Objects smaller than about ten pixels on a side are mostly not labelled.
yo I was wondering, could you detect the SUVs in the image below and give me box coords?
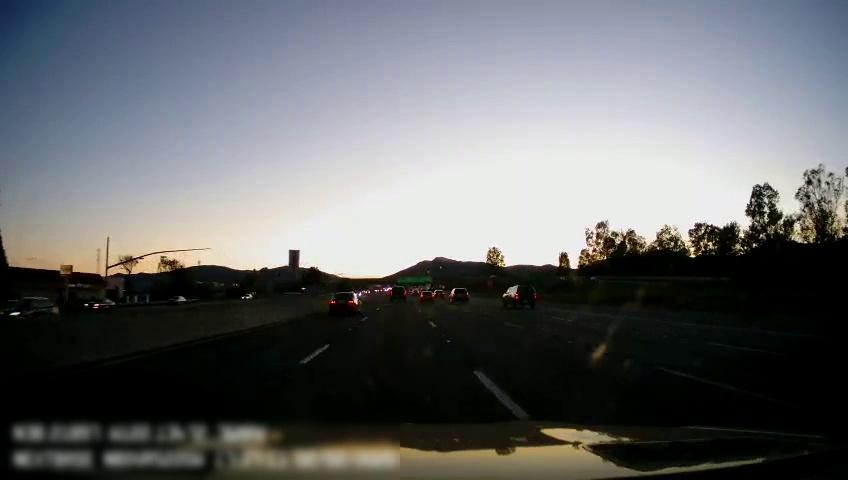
[448,287,470,304]
[434,289,445,299]
[501,284,537,308]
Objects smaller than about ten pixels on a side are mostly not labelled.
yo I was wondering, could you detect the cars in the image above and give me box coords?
[83,298,116,310]
[168,295,186,305]
[241,293,253,300]
[328,291,363,318]
[0,296,60,319]
[390,285,407,303]
[419,290,435,303]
